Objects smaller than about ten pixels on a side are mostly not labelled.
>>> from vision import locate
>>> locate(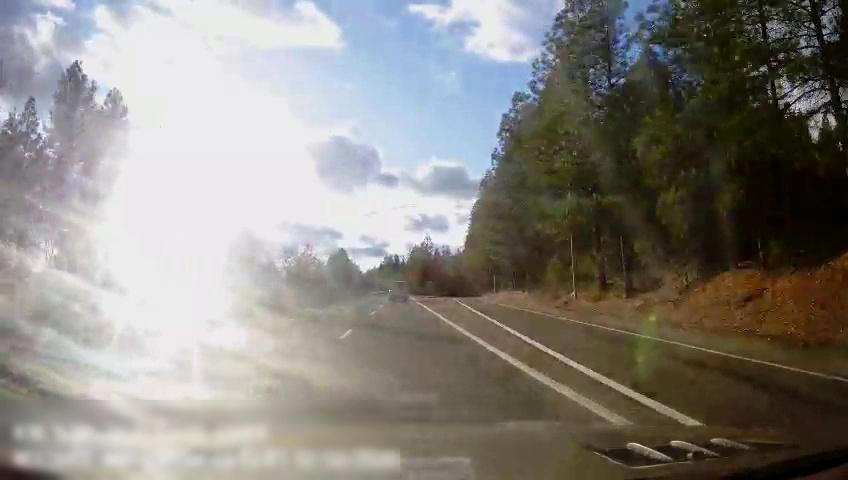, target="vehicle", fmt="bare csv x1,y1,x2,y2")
388,280,409,302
